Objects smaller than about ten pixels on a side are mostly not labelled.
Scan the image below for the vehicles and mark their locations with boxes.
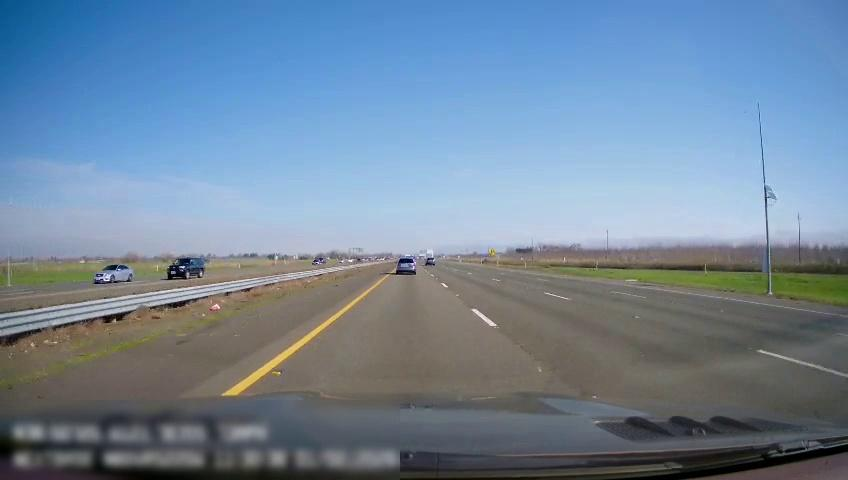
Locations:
[396,256,417,274]
[93,264,133,285]
[424,257,435,266]
[166,258,206,280]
